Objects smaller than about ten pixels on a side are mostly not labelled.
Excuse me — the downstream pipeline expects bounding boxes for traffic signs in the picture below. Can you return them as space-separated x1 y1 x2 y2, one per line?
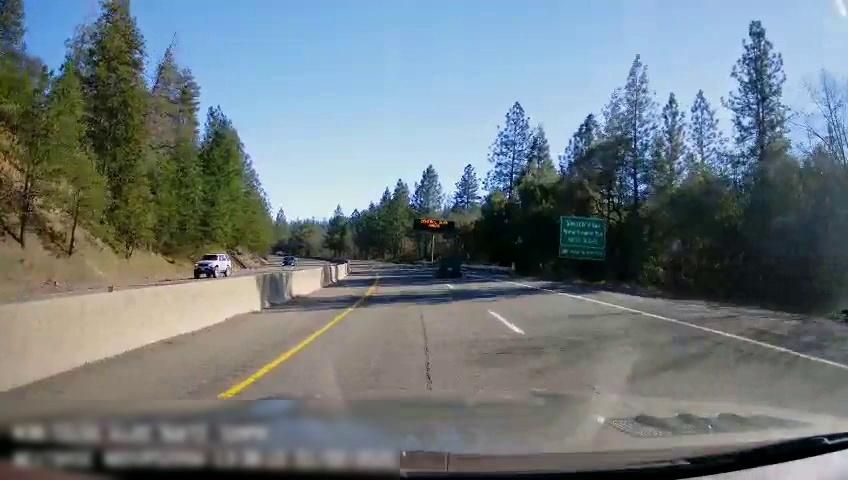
560 215 606 262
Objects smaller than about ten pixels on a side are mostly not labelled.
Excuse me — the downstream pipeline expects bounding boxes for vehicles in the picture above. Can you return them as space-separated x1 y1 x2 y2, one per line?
192 253 233 279
435 256 460 277
280 255 296 266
